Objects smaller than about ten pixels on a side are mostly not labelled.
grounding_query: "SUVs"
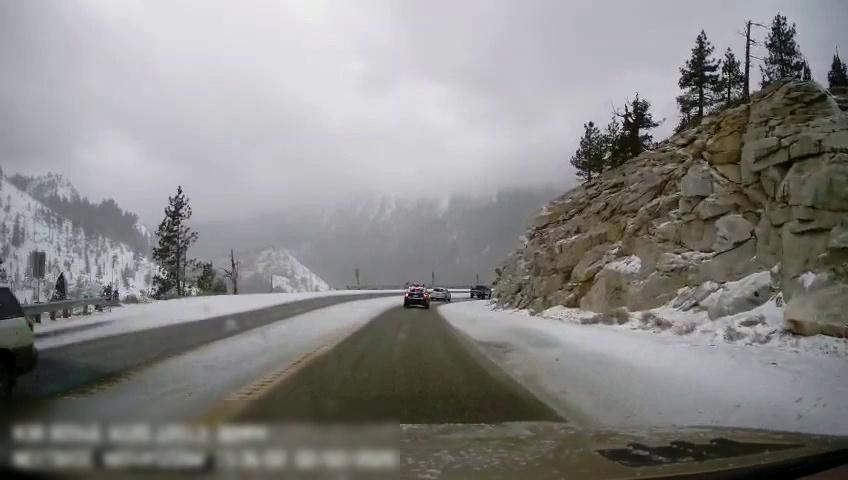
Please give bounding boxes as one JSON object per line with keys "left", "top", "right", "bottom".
{"left": 0, "top": 283, "right": 40, "bottom": 402}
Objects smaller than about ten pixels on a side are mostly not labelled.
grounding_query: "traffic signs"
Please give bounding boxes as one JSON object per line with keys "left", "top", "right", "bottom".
{"left": 32, "top": 250, "right": 46, "bottom": 280}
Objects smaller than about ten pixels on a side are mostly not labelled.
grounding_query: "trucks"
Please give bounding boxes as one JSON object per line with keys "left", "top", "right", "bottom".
{"left": 470, "top": 284, "right": 491, "bottom": 300}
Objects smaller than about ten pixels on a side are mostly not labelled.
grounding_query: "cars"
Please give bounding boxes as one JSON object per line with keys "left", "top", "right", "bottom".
{"left": 430, "top": 287, "right": 452, "bottom": 302}
{"left": 404, "top": 283, "right": 430, "bottom": 310}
